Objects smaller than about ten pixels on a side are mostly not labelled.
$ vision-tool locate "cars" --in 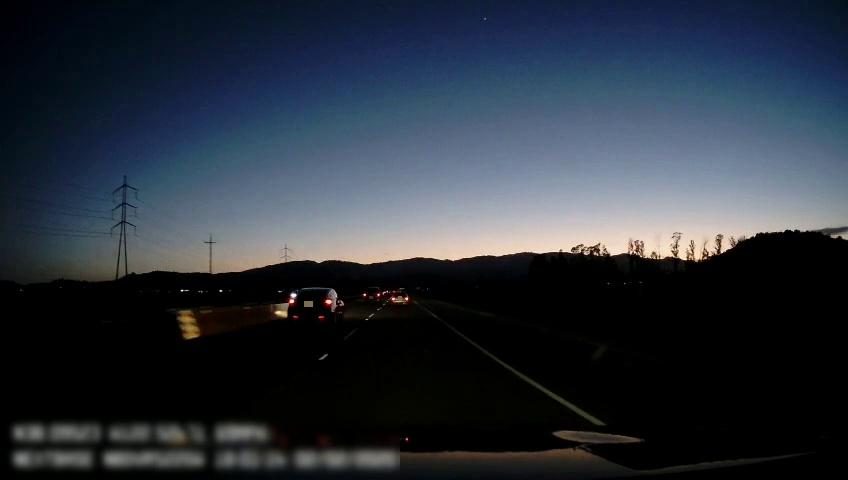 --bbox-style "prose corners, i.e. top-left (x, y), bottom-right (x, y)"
top-left (362, 287), bottom-right (382, 303)
top-left (285, 288), bottom-right (345, 329)
top-left (391, 290), bottom-right (410, 305)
